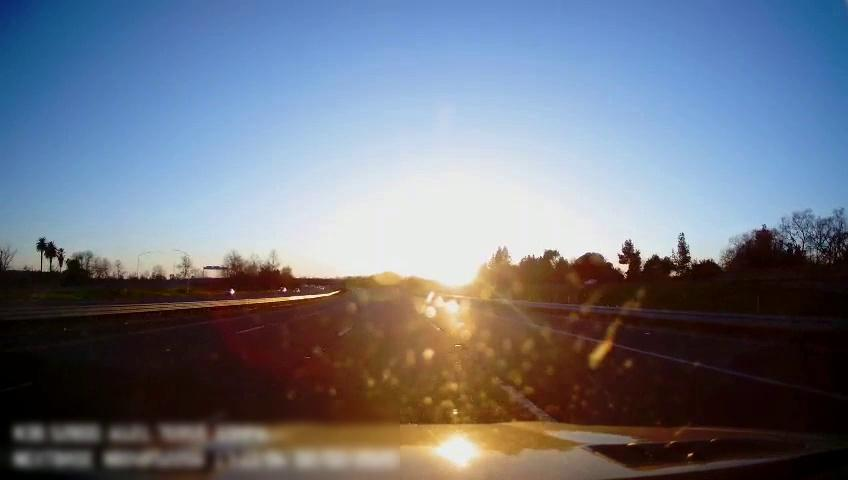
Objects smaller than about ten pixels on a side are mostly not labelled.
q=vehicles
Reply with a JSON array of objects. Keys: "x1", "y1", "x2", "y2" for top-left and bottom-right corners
[
  {"x1": 584, "y1": 279, "x2": 597, "y2": 285},
  {"x1": 224, "y1": 288, "x2": 235, "y2": 296}
]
